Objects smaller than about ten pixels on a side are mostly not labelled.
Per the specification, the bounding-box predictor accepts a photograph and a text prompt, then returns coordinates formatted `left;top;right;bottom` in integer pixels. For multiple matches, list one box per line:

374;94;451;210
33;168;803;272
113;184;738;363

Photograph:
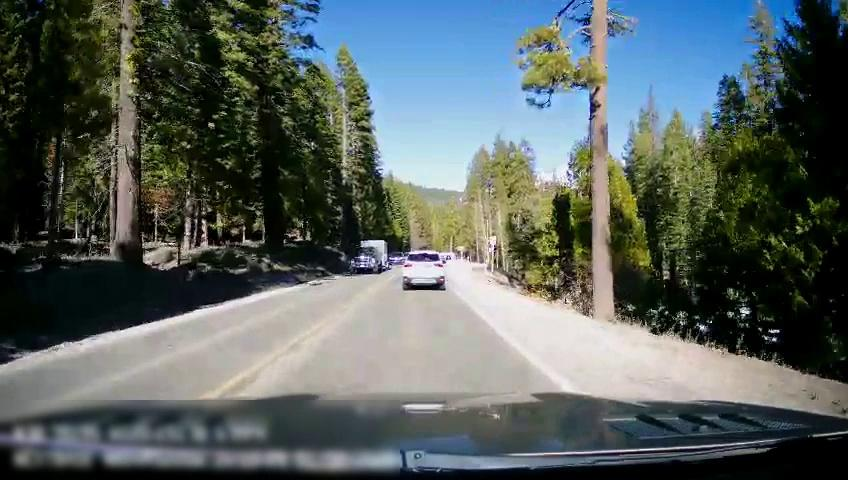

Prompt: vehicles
388;255;401;265
401;250;448;292
350;251;383;275
360;239;388;271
